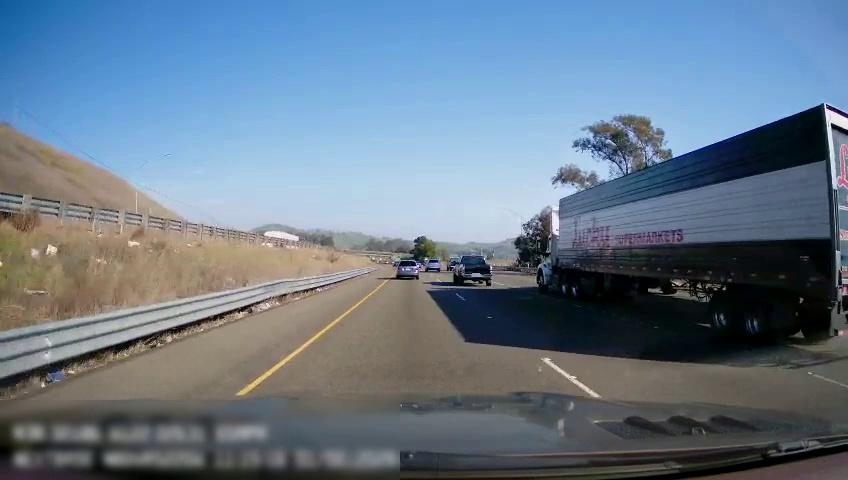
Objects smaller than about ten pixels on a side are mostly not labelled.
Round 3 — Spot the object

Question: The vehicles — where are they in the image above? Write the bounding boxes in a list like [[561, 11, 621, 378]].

[[535, 101, 848, 345], [424, 258, 441, 272], [260, 230, 300, 248], [452, 254, 493, 287], [446, 257, 463, 272], [395, 259, 420, 280]]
